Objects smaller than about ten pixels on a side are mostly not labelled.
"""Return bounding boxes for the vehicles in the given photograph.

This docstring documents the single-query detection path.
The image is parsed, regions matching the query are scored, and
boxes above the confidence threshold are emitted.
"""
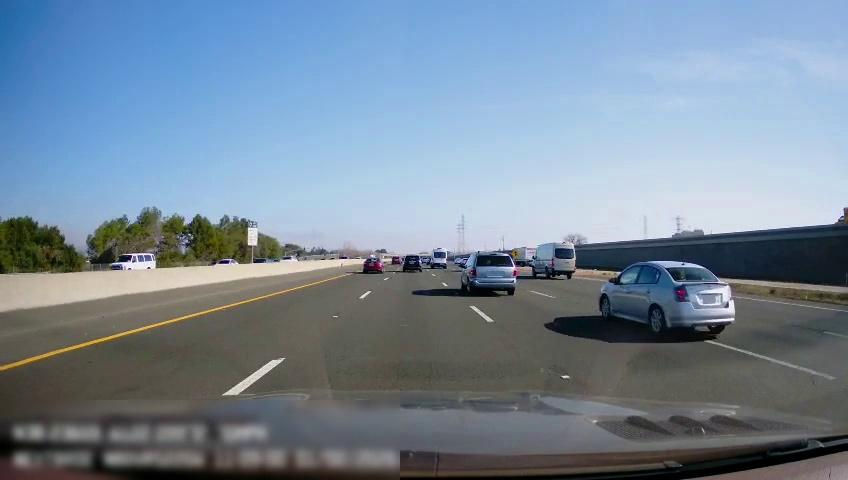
[212,257,239,266]
[109,251,157,272]
[510,246,536,268]
[363,257,387,274]
[391,256,401,266]
[531,238,576,280]
[598,259,738,337]
[429,247,447,269]
[279,255,299,263]
[835,206,848,225]
[253,256,273,264]
[403,255,423,273]
[460,250,518,296]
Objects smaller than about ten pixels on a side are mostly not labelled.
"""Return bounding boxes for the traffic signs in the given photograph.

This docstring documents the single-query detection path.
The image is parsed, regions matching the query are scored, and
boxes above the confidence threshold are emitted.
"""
[247,219,258,246]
